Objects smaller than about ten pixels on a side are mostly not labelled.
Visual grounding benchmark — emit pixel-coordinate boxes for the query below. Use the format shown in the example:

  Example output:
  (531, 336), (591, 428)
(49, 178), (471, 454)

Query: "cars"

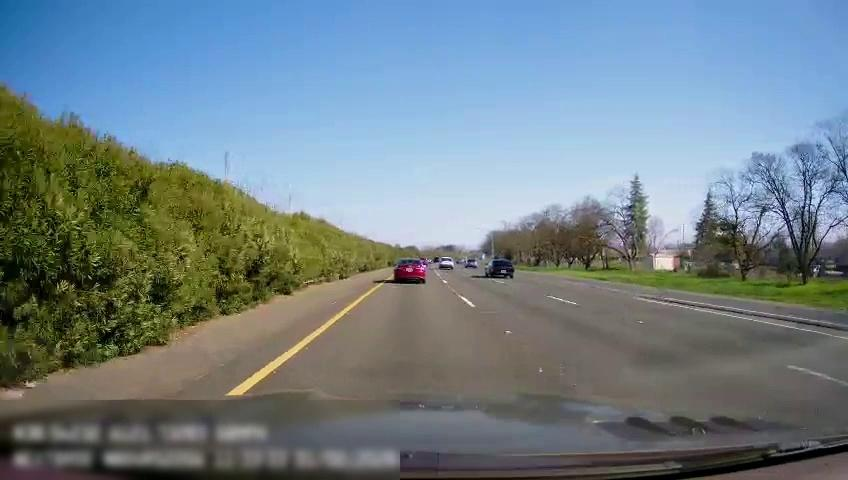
(393, 257), (427, 284)
(484, 257), (515, 279)
(437, 256), (455, 271)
